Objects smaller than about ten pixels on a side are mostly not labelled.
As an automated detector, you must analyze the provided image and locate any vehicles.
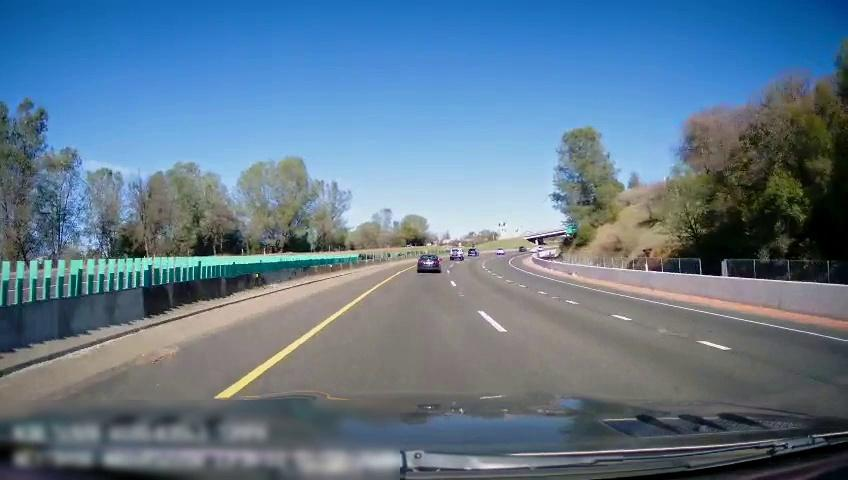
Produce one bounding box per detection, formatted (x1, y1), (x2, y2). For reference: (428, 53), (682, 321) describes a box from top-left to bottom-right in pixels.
(448, 247), (464, 261)
(417, 253), (442, 273)
(467, 247), (481, 256)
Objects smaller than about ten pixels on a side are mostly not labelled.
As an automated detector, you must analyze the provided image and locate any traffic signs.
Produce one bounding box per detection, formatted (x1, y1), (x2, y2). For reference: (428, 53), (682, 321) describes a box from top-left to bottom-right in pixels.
(565, 223), (577, 236)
